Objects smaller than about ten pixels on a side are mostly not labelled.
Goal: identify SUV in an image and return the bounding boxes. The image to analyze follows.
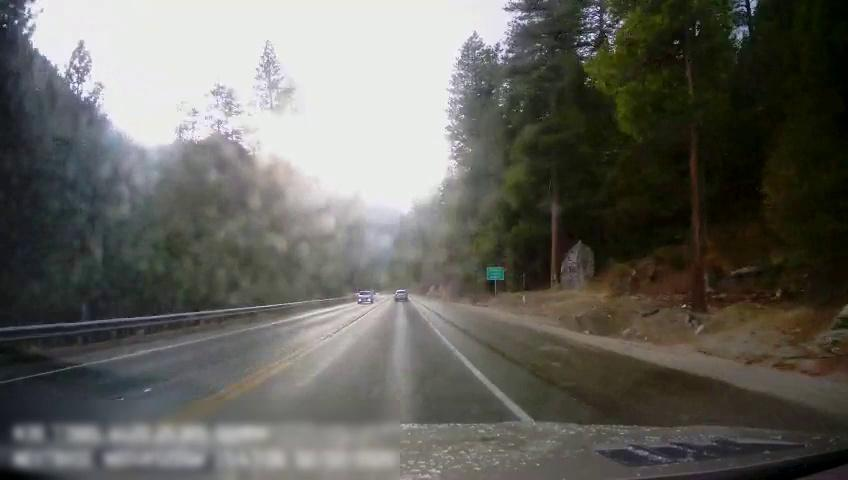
[357,290,373,305]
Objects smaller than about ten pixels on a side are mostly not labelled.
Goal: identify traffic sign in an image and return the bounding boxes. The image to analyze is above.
[487,266,504,281]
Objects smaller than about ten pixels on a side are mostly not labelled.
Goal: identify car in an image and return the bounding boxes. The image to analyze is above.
[394,289,408,303]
